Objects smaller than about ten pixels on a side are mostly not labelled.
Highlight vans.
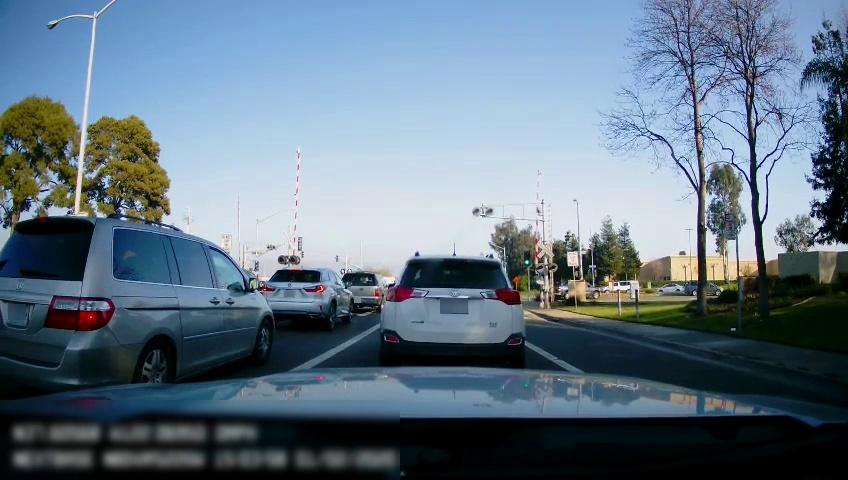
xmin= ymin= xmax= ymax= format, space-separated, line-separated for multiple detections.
xmin=0 ymin=212 xmax=276 ymax=392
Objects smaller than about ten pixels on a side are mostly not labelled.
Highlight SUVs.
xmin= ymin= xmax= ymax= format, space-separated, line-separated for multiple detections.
xmin=380 ymin=252 xmax=526 ymax=363
xmin=601 ymin=280 xmax=633 ymax=294
xmin=340 ymin=270 xmax=388 ymax=314
xmin=263 ymin=266 xmax=354 ymax=330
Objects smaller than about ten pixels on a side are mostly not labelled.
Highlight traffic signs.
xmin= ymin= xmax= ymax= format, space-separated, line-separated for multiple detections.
xmin=567 ymin=251 xmax=579 ymax=267
xmin=70 ymin=211 xmax=89 ymax=220
xmin=536 ymin=240 xmax=555 ymax=259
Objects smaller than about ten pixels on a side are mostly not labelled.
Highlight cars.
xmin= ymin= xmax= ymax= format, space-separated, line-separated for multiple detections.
xmin=686 ymin=281 xmax=721 ymax=297
xmin=655 ymin=283 xmax=689 ymax=296
xmin=556 ymin=283 xmax=602 ymax=301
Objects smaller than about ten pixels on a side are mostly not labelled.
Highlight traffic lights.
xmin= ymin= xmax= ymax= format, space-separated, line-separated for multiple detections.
xmin=523 ymin=250 xmax=530 ymax=265
xmin=563 ymin=230 xmax=570 ymax=245
xmin=277 ymin=255 xmax=288 ymax=265
xmin=297 ymin=237 xmax=304 ymax=252
xmin=288 ymin=255 xmax=300 ymax=265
